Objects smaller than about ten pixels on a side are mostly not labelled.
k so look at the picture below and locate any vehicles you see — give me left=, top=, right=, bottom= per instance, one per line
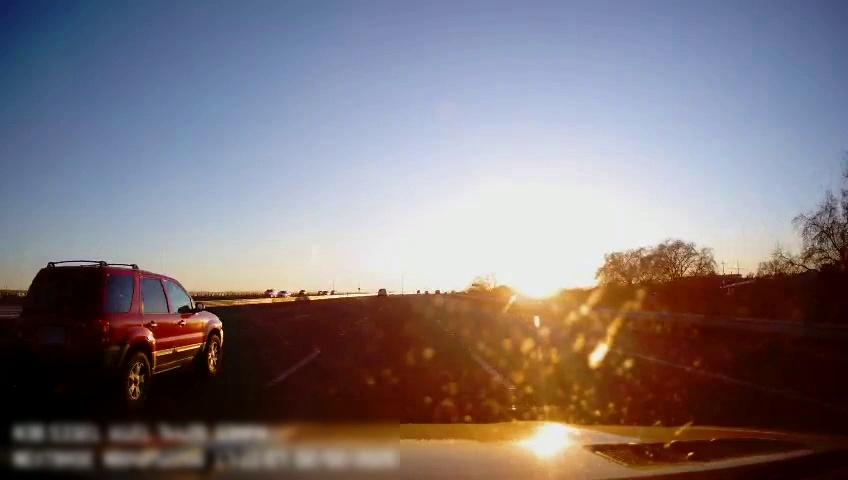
left=14, top=260, right=225, bottom=412
left=263, top=289, right=279, bottom=298
left=276, top=290, right=291, bottom=298
left=377, top=288, right=390, bottom=298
